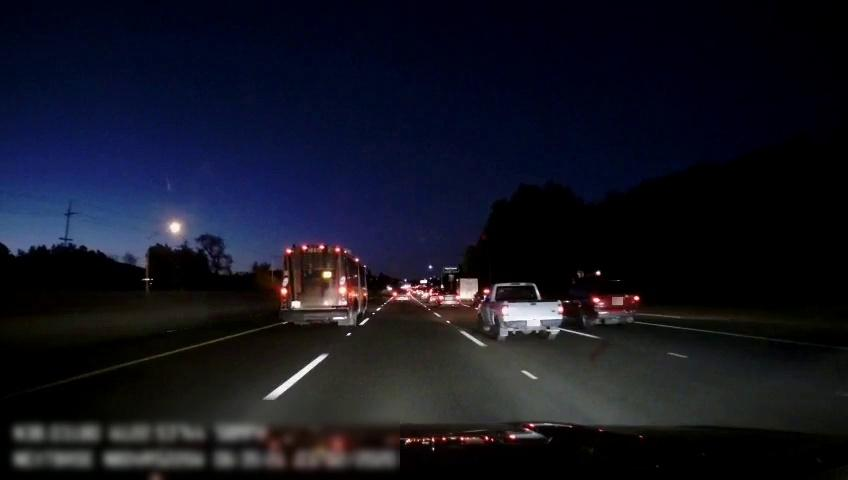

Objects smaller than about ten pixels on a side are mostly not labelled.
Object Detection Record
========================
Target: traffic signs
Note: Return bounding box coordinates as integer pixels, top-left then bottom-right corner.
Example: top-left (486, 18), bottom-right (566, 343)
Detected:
top-left (443, 267), bottom-right (459, 274)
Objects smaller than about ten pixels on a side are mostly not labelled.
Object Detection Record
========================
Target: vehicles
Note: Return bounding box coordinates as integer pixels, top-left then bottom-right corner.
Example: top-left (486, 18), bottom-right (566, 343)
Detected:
top-left (472, 288), bottom-right (492, 309)
top-left (392, 285), bottom-right (412, 302)
top-left (558, 279), bottom-right (642, 326)
top-left (420, 290), bottom-right (433, 301)
top-left (440, 292), bottom-right (458, 308)
top-left (477, 283), bottom-right (564, 341)
top-left (278, 242), bottom-right (369, 328)
top-left (427, 294), bottom-right (441, 304)
top-left (454, 278), bottom-right (479, 301)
